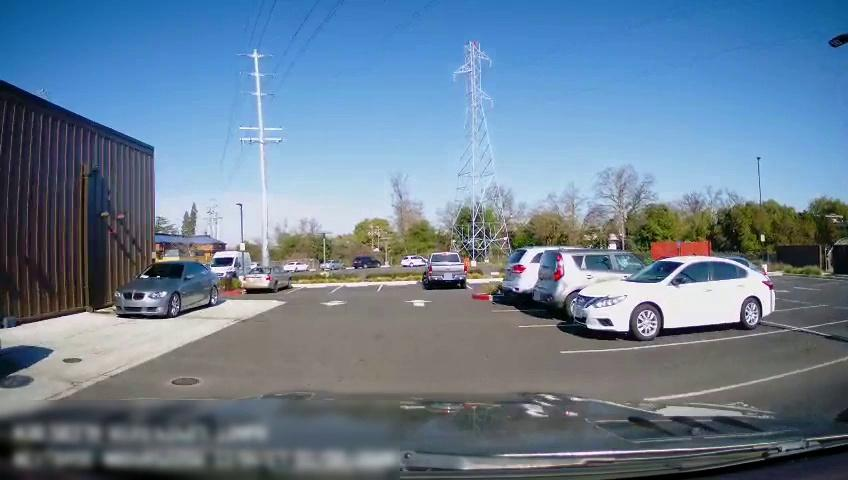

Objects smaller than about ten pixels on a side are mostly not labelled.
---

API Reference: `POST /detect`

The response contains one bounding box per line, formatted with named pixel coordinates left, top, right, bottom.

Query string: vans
left=208, top=251, right=252, bottom=278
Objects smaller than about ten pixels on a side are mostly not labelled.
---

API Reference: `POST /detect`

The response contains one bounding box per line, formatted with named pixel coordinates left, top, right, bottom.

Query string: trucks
left=422, top=251, right=468, bottom=290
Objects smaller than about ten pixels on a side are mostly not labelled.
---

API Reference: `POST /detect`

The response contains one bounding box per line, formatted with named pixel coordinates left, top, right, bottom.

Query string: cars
left=283, top=261, right=310, bottom=272
left=113, top=260, right=223, bottom=318
left=243, top=265, right=293, bottom=294
left=533, top=249, right=648, bottom=317
left=399, top=255, right=429, bottom=268
left=321, top=260, right=341, bottom=270
left=565, top=256, right=776, bottom=342
left=728, top=256, right=763, bottom=272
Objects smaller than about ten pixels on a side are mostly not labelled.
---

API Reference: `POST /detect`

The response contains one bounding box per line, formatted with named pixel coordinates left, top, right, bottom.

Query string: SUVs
left=503, top=246, right=586, bottom=301
left=352, top=255, right=381, bottom=270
